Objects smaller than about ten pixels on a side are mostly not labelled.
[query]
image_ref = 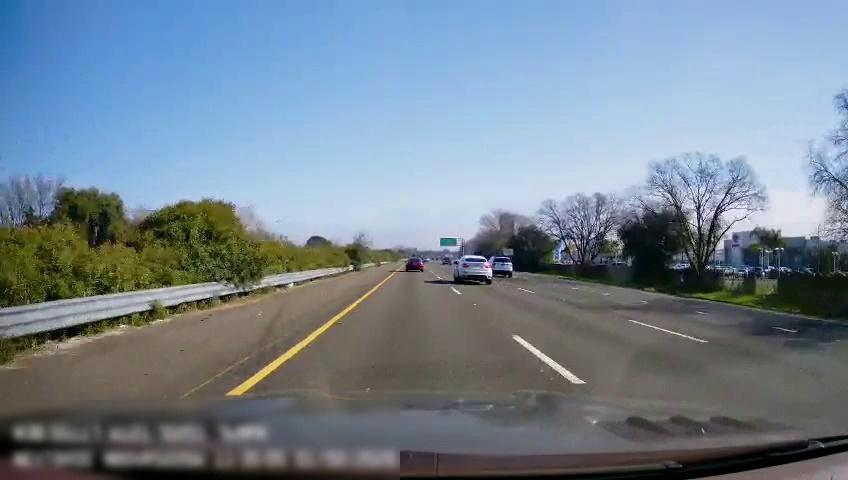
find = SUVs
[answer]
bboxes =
[453,255,492,285]
[487,256,513,278]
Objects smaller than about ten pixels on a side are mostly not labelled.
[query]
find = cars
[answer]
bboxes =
[405,257,424,272]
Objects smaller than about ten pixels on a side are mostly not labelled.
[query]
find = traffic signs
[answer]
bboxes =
[440,237,457,247]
